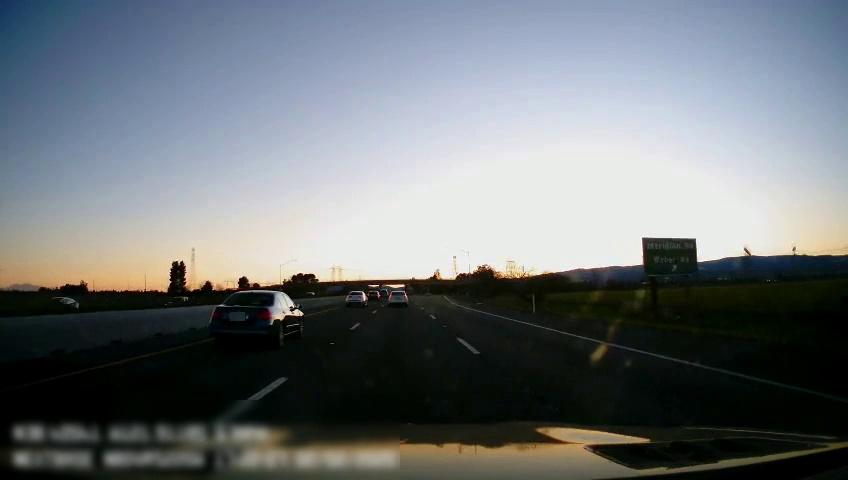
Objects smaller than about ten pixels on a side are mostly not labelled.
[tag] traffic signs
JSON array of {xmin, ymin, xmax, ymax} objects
[{"xmin": 641, "ymin": 236, "xmax": 698, "ymax": 276}]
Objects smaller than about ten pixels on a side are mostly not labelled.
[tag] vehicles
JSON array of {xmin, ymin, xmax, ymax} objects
[
  {"xmin": 51, "ymin": 296, "xmax": 79, "ymax": 311},
  {"xmin": 208, "ymin": 289, "xmax": 308, "ymax": 344},
  {"xmin": 345, "ymin": 290, "xmax": 369, "ymax": 307},
  {"xmin": 367, "ymin": 290, "xmax": 382, "ymax": 302},
  {"xmin": 387, "ymin": 290, "xmax": 409, "ymax": 307}
]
